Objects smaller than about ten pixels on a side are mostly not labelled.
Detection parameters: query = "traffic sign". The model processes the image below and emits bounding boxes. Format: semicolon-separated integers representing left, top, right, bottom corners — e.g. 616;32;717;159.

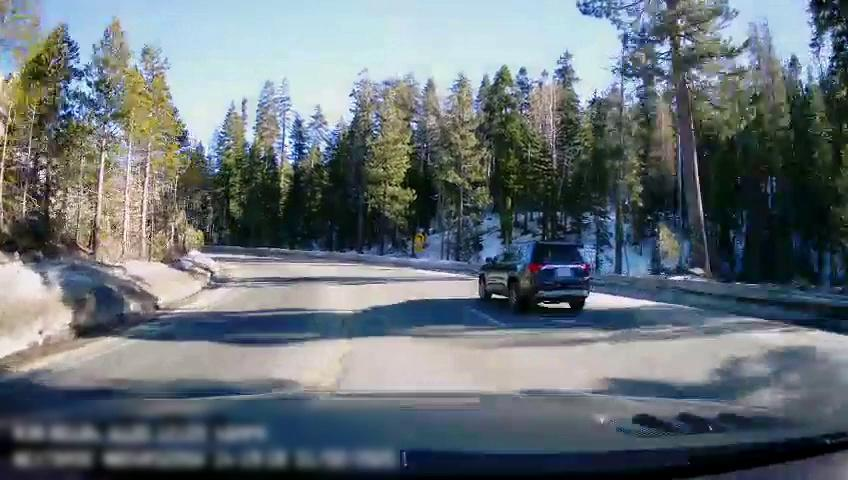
415;233;425;244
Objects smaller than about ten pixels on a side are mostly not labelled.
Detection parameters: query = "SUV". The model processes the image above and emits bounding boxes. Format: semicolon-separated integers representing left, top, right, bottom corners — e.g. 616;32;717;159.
477;237;593;313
